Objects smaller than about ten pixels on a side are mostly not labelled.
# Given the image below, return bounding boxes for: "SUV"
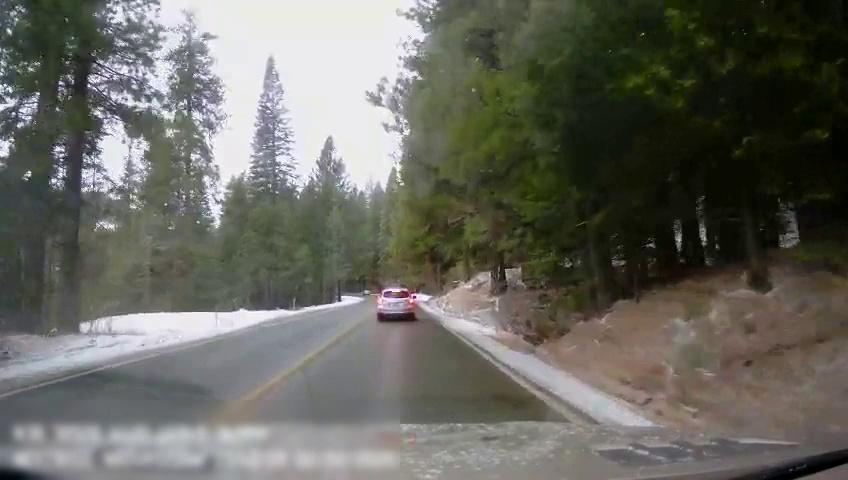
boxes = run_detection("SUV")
[377,288,417,321]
